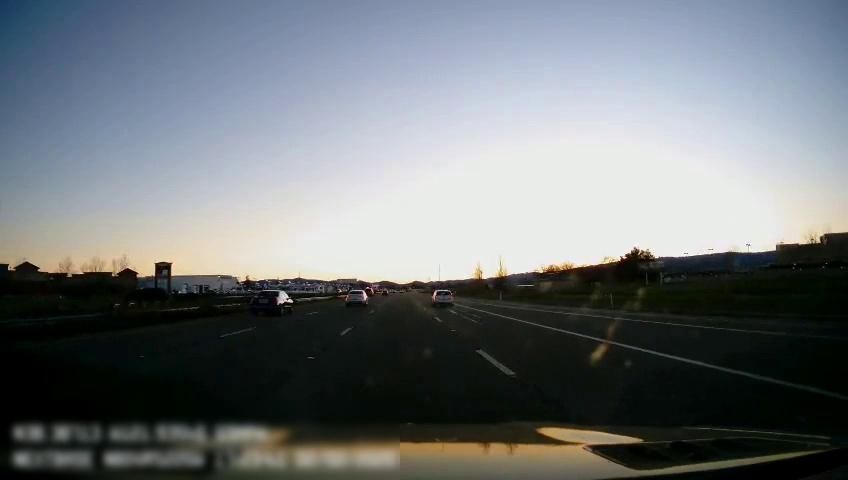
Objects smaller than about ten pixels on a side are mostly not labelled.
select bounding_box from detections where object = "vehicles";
[249,289,294,318]
[365,288,374,297]
[430,290,454,308]
[345,289,369,308]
